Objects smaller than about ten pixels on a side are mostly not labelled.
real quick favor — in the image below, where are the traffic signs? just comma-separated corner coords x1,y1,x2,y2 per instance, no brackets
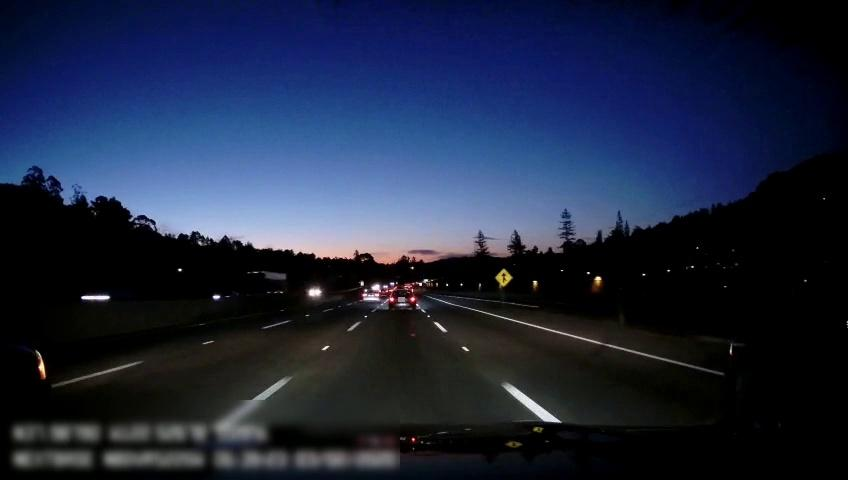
495,268,513,287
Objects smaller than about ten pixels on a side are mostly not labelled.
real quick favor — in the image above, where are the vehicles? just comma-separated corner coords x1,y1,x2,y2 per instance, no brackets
388,289,417,314
245,271,288,298
378,287,390,297
726,308,848,433
80,286,134,305
361,289,381,303
213,290,239,300
308,287,323,297
0,341,51,438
